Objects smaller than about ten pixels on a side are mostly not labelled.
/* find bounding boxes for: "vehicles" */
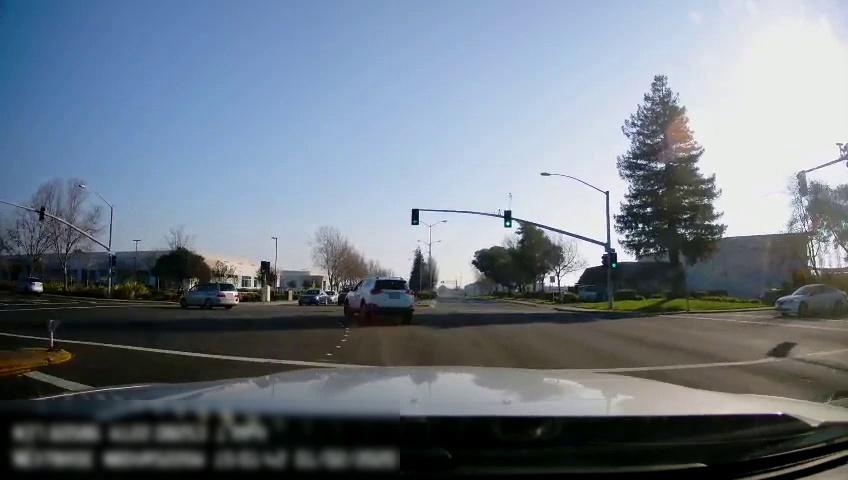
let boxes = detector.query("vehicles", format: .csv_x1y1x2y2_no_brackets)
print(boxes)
342,277,416,322
298,288,328,306
328,290,339,305
776,284,848,318
337,286,352,304
179,280,240,310
11,276,45,297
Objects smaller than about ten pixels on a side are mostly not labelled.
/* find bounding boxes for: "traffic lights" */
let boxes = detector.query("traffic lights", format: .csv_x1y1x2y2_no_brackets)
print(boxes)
411,207,420,226
503,209,513,229
795,169,808,197
610,252,618,270
599,253,607,268
260,261,266,275
38,206,47,222
265,262,271,275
